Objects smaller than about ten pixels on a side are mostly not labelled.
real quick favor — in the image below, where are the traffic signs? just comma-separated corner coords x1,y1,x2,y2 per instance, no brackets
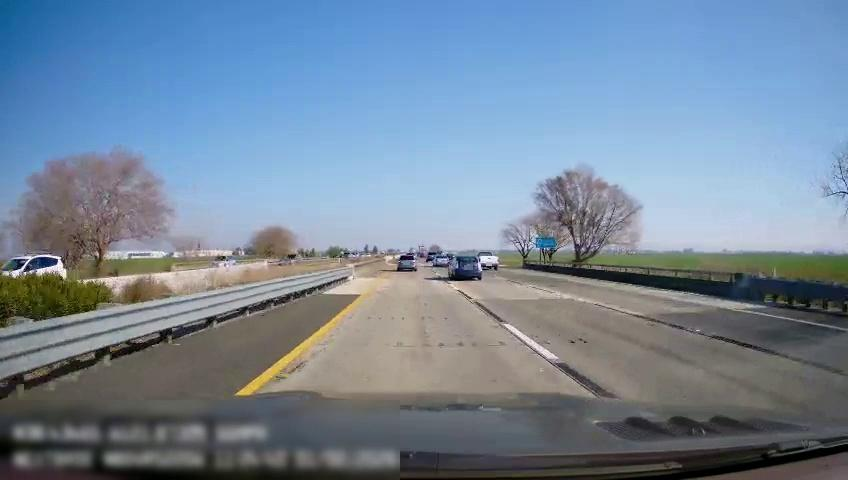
536,236,556,249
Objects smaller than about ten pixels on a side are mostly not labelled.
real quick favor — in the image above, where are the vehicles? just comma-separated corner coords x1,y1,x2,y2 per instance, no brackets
425,251,437,263
478,250,498,270
432,254,450,267
0,255,69,281
448,255,482,282
397,254,417,272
